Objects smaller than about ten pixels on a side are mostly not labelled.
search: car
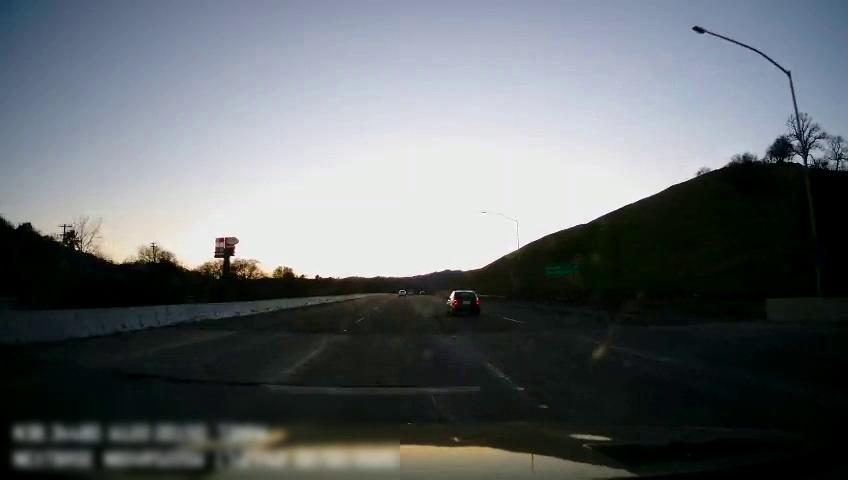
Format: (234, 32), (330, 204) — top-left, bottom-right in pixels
(446, 291), (481, 317)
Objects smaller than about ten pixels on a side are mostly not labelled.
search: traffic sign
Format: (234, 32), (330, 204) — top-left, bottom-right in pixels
(544, 263), (579, 275)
